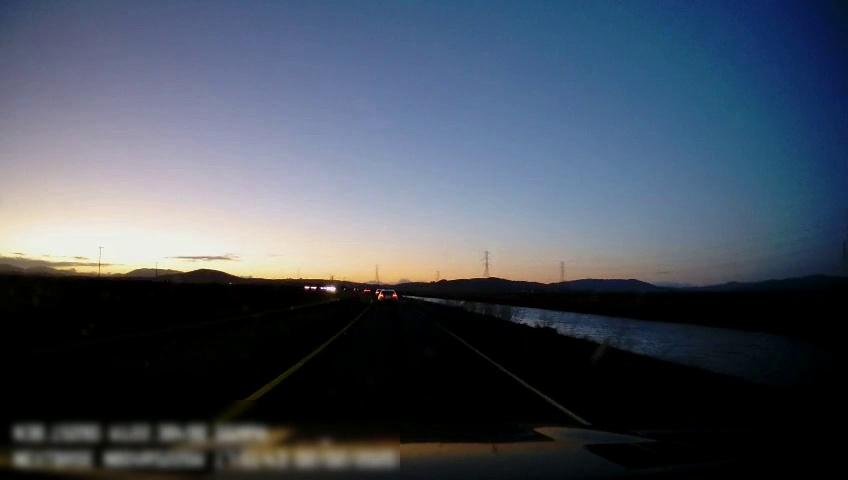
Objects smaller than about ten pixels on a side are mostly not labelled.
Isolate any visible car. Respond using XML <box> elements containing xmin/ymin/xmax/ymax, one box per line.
<box><xmin>378</xmin><ymin>290</ymin><xmax>397</xmax><ymax>303</ymax></box>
